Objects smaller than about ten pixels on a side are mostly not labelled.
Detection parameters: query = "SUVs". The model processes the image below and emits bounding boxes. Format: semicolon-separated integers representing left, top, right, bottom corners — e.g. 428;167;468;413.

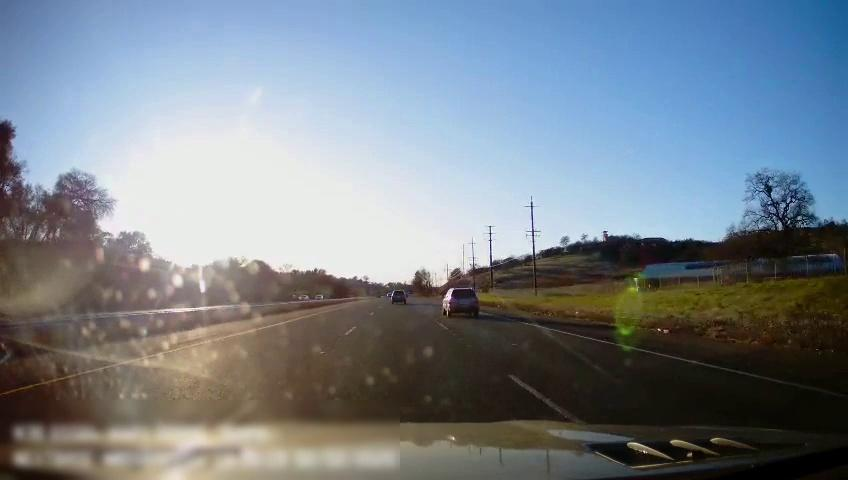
442;287;479;319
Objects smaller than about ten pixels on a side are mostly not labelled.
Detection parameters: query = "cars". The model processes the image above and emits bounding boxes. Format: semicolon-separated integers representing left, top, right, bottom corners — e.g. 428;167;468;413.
298;294;310;301
391;289;407;305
